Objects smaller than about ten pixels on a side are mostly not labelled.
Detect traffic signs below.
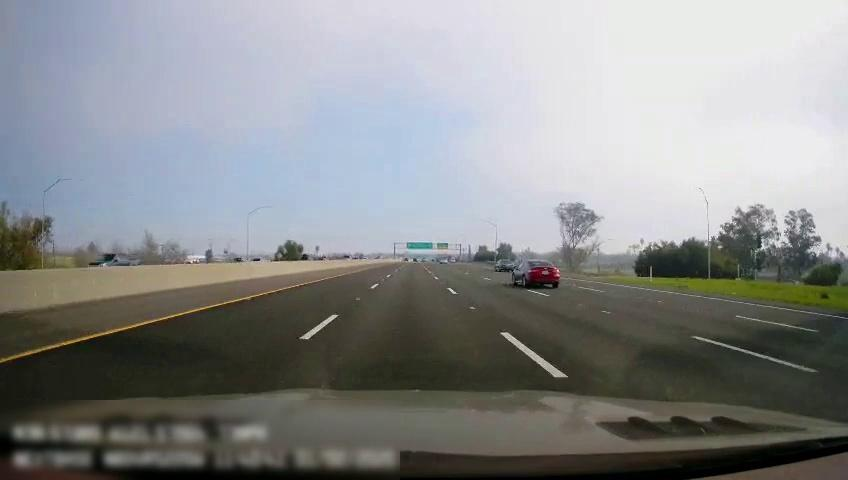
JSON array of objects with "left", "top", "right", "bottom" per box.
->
[
  {"left": 405, "top": 242, "right": 433, "bottom": 250},
  {"left": 436, "top": 242, "right": 449, "bottom": 250}
]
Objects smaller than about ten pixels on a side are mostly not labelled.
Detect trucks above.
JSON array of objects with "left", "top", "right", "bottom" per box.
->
[{"left": 88, "top": 251, "right": 143, "bottom": 269}]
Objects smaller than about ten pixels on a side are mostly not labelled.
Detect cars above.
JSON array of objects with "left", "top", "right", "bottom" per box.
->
[
  {"left": 494, "top": 259, "right": 515, "bottom": 272},
  {"left": 512, "top": 259, "right": 561, "bottom": 288}
]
